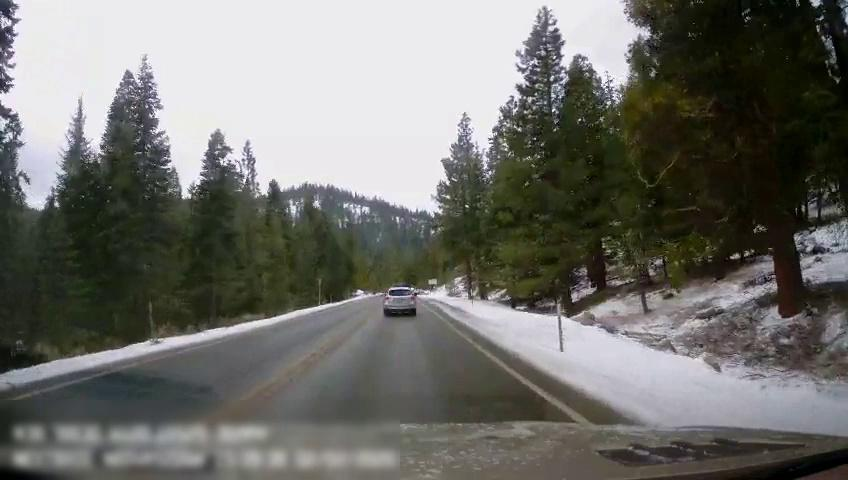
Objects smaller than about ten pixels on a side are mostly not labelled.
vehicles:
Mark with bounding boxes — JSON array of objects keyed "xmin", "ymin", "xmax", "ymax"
[
  {"xmin": 383, "ymin": 287, "xmax": 417, "ymax": 316},
  {"xmin": 392, "ymin": 284, "xmax": 409, "ymax": 288}
]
